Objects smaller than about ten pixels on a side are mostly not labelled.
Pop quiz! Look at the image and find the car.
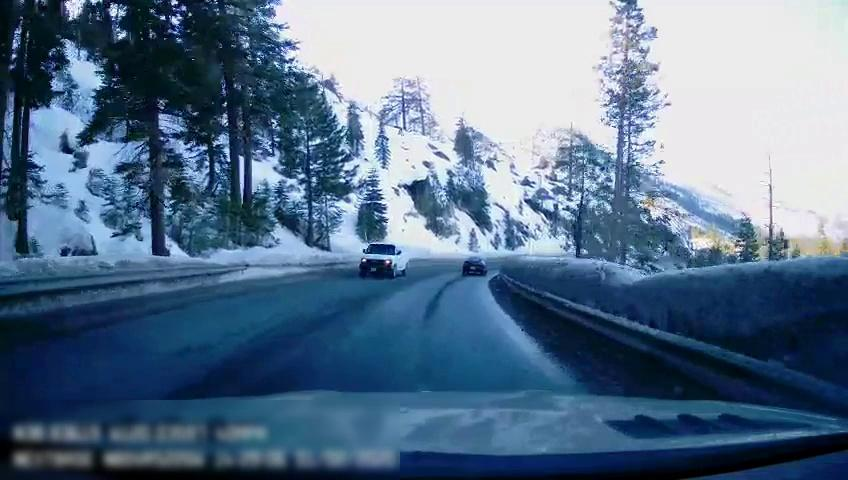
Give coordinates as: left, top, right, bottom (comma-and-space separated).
463, 257, 489, 277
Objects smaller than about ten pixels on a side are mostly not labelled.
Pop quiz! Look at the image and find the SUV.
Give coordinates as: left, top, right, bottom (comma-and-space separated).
359, 242, 407, 278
